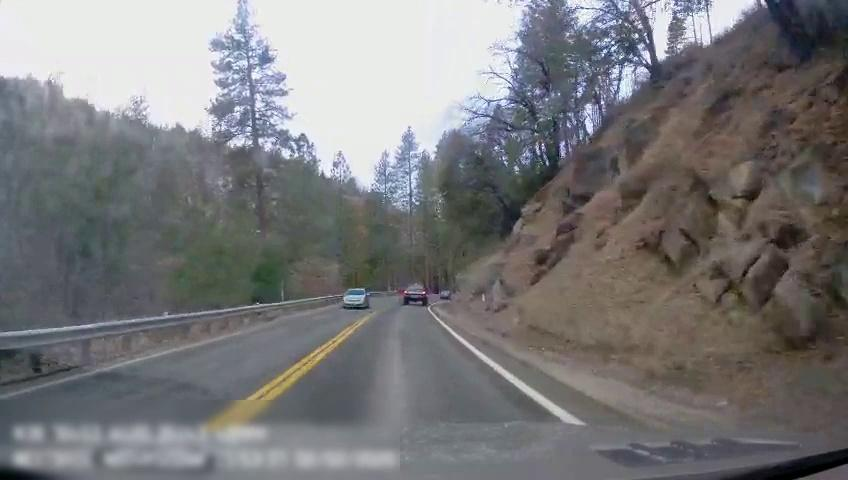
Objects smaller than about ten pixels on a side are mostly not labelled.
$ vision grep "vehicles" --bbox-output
[342,287,370,308]
[404,283,428,306]
[439,290,452,300]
